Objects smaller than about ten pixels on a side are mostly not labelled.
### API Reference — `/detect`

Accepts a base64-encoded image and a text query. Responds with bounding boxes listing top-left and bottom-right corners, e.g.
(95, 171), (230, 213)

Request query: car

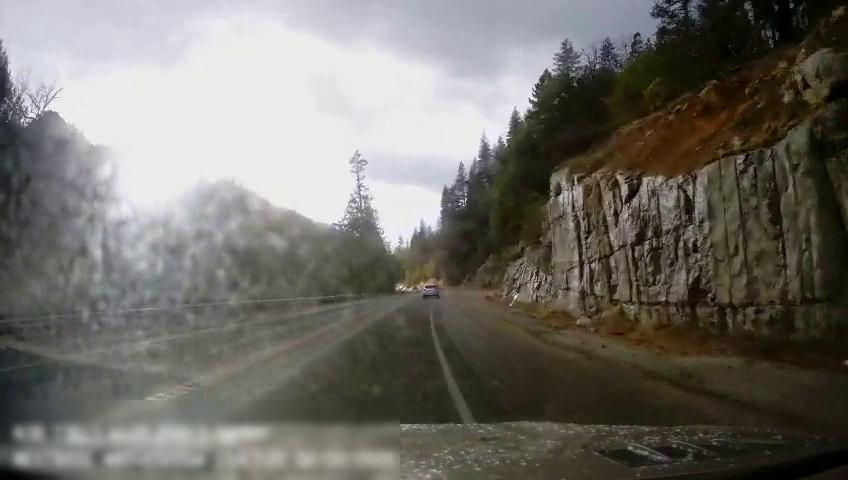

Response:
(421, 283), (440, 299)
